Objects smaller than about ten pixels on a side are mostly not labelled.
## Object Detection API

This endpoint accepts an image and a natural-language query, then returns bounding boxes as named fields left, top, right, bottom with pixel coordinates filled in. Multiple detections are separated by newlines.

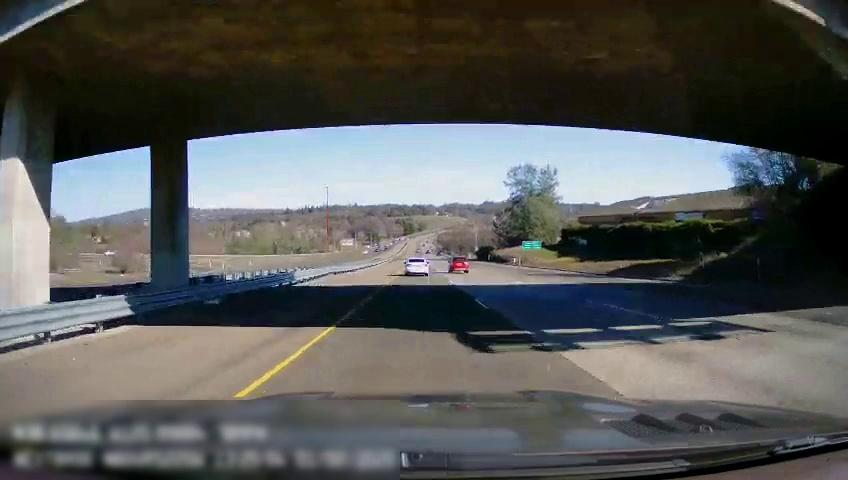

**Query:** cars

left=447, top=256, right=470, bottom=274
left=403, top=257, right=429, bottom=276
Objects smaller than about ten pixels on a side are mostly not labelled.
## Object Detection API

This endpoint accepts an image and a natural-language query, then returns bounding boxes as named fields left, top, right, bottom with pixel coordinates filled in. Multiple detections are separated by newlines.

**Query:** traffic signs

left=522, top=240, right=543, bottom=249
